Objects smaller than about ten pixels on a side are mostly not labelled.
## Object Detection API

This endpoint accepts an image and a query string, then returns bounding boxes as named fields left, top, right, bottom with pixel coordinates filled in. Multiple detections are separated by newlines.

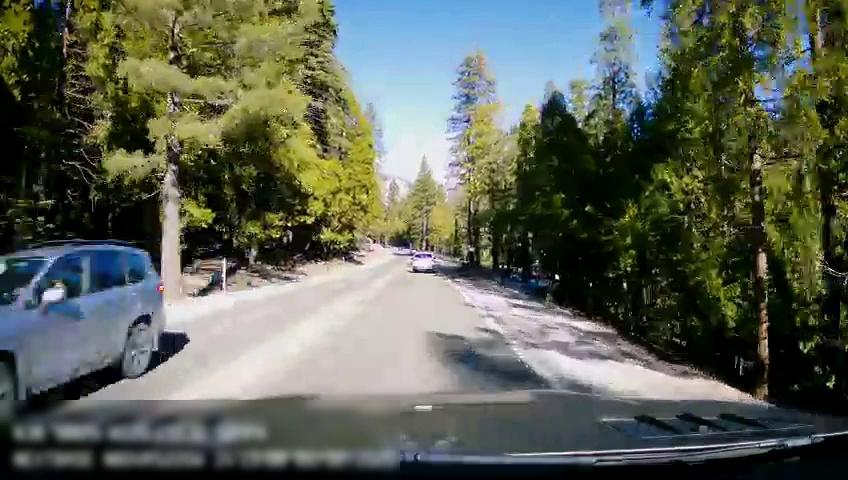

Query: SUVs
left=0, top=238, right=168, bottom=421
left=411, top=251, right=437, bottom=274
